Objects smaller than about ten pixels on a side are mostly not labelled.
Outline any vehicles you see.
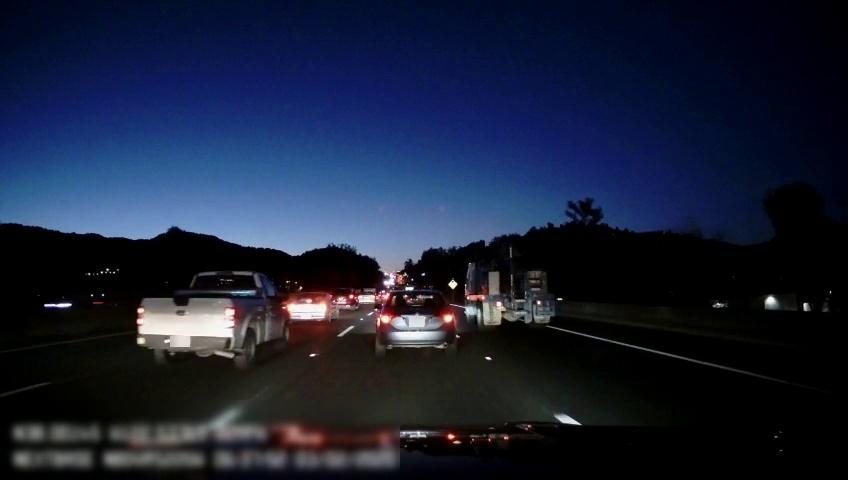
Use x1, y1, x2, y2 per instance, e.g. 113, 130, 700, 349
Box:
284, 290, 340, 324
357, 289, 376, 305
134, 271, 291, 371
40, 292, 106, 315
463, 260, 555, 334
332, 291, 358, 312
373, 290, 456, 356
